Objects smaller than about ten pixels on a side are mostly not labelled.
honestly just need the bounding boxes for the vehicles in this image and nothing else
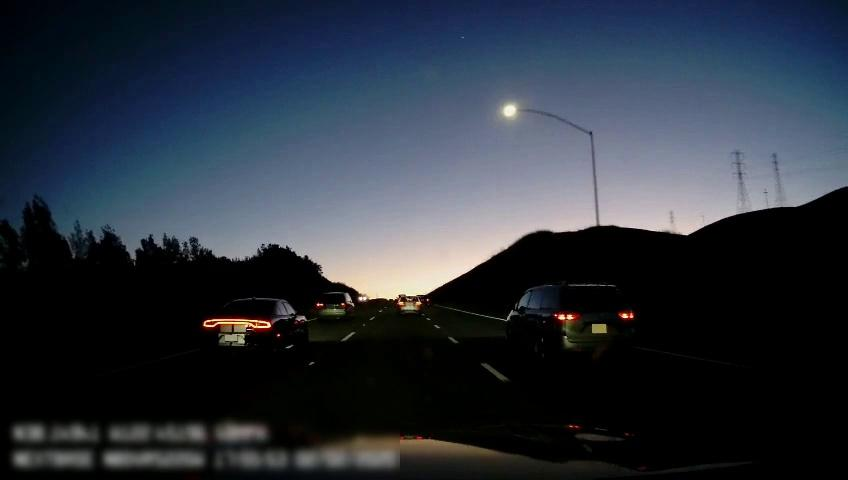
[395,295,423,318]
[504,282,637,360]
[316,291,356,323]
[199,296,310,368]
[414,294,431,307]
